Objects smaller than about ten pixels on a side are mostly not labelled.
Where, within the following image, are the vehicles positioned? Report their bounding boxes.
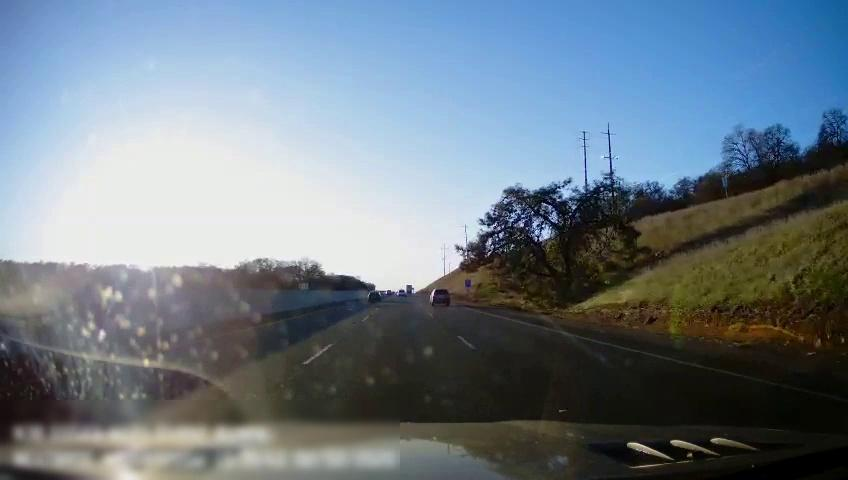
[429,288,451,305]
[368,291,381,303]
[405,284,413,295]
